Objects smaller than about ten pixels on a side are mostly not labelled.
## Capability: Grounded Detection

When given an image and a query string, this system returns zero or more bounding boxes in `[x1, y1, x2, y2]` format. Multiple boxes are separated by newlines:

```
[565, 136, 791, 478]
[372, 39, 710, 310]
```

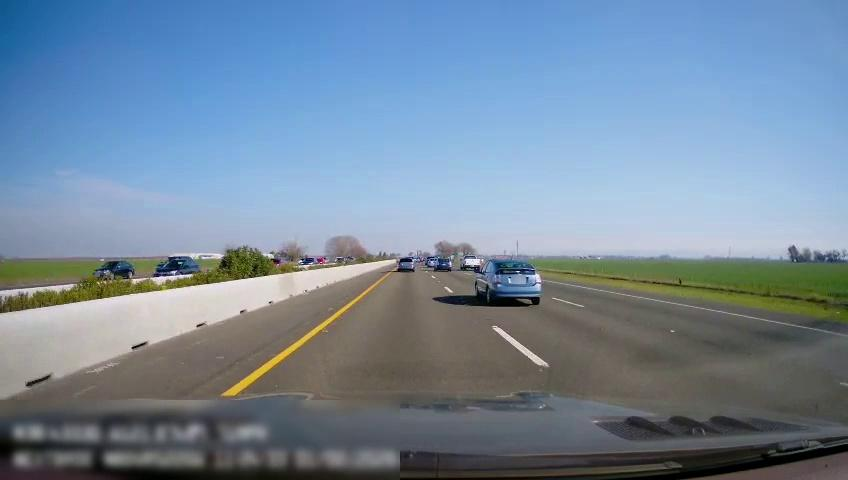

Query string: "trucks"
[459, 254, 480, 272]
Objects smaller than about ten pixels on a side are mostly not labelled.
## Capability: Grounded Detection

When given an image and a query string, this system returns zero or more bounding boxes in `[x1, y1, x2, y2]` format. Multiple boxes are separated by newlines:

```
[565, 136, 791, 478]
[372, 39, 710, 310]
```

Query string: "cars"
[159, 258, 202, 276]
[397, 256, 415, 272]
[473, 260, 543, 306]
[432, 257, 452, 272]
[92, 260, 136, 280]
